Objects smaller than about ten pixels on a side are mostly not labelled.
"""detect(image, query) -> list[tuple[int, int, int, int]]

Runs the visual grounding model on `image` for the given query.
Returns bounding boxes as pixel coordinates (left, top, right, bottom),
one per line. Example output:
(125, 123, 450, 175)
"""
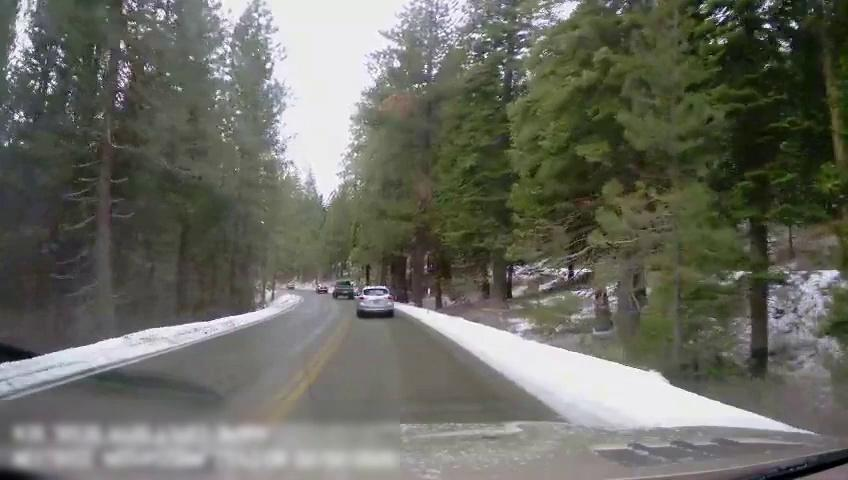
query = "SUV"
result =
(355, 286, 393, 318)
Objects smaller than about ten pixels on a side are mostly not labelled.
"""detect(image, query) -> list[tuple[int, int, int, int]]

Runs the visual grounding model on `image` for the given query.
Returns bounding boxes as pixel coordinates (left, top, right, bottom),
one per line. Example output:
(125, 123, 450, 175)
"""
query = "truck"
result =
(332, 279, 355, 299)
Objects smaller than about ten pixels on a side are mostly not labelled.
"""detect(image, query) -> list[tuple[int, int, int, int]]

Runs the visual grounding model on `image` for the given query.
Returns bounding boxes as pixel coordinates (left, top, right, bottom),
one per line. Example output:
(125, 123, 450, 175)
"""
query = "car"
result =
(315, 282, 330, 294)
